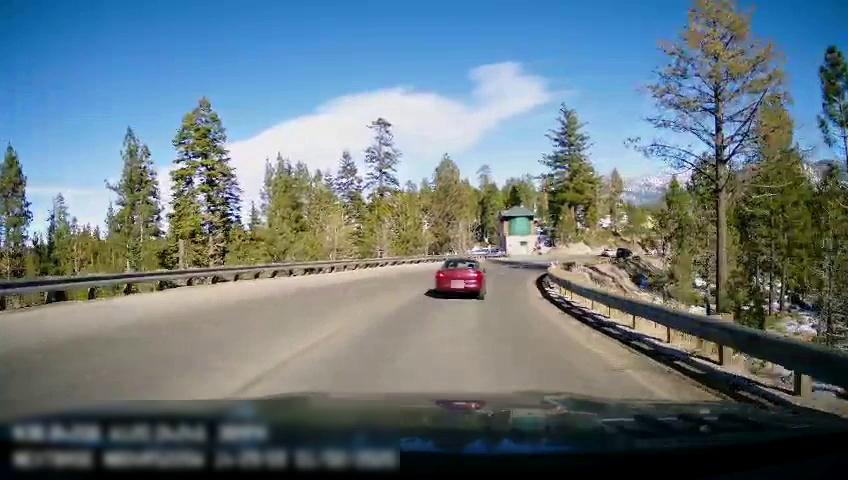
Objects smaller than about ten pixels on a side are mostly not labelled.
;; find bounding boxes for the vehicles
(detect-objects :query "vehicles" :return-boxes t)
[434,257,489,301]
[616,248,637,259]
[600,248,617,257]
